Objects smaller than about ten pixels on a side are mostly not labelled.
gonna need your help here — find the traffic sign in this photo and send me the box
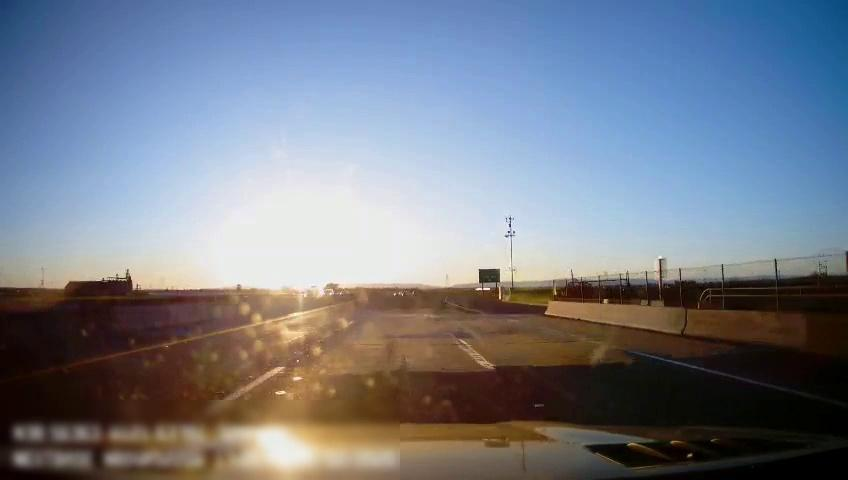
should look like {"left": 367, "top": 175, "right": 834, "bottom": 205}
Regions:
{"left": 478, "top": 268, "right": 501, "bottom": 283}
